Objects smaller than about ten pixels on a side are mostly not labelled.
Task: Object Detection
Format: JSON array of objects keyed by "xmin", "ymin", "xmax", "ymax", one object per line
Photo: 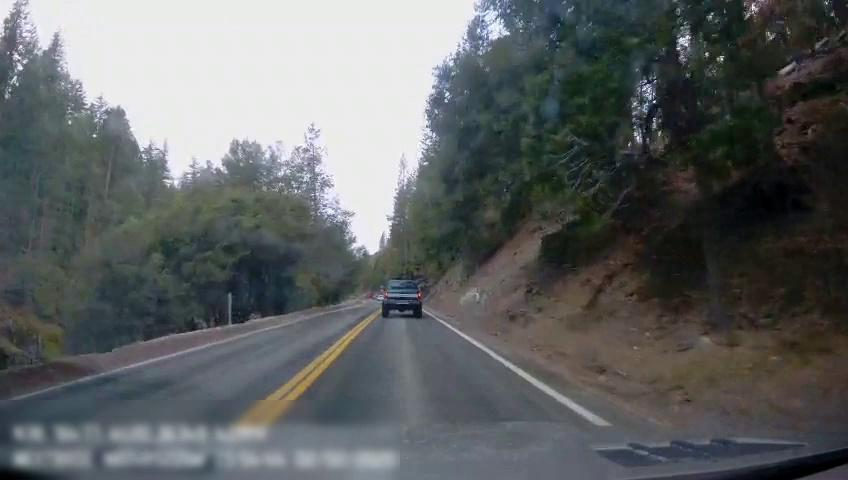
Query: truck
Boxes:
[{"xmin": 381, "ymin": 279, "xmax": 423, "ymax": 319}]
